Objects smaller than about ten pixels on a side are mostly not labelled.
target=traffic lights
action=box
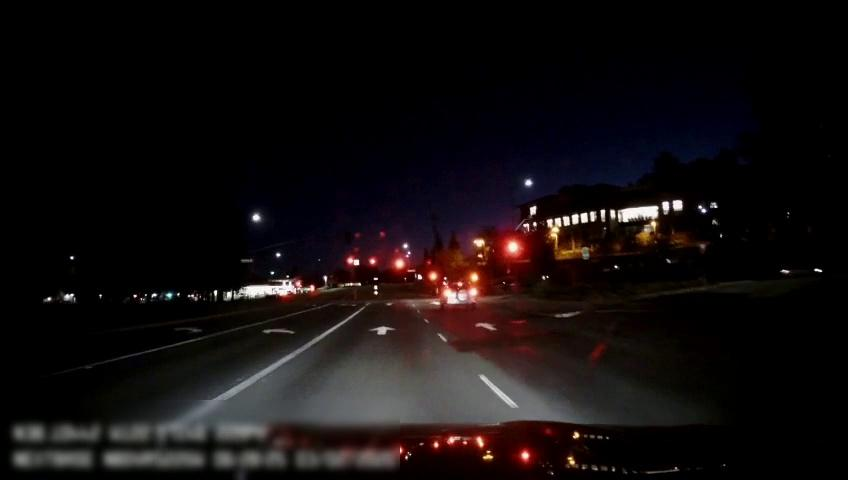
[397,258,404,270]
[509,242,517,256]
[369,256,377,267]
[347,256,353,268]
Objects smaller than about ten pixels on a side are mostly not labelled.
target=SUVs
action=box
[439,281,476,313]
